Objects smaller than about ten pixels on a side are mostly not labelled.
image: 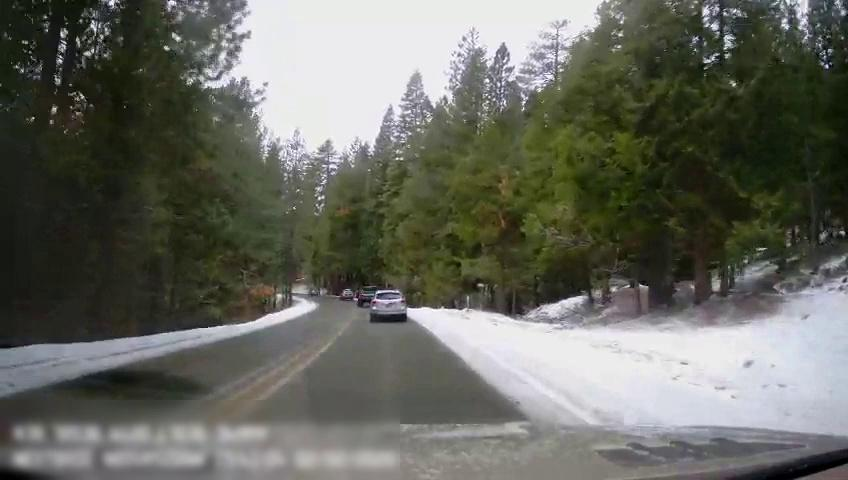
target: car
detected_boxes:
[340,289,354,301]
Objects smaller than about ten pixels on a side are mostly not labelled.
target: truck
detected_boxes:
[357,287,376,306]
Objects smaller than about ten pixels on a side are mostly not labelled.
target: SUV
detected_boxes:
[370,290,407,321]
